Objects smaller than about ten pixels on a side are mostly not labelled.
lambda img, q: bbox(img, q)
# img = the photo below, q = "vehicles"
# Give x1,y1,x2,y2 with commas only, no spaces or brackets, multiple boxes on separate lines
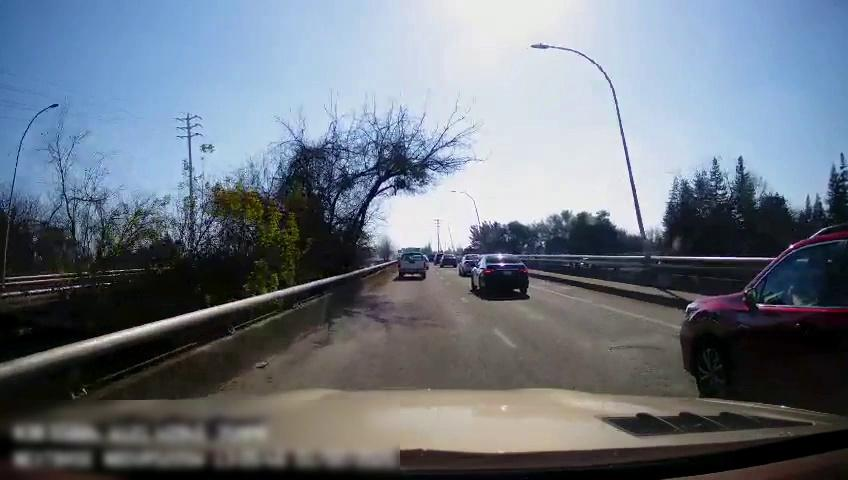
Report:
676,217,848,405
434,253,443,265
458,253,482,276
439,253,458,269
398,251,428,280
470,253,530,295
424,255,430,271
